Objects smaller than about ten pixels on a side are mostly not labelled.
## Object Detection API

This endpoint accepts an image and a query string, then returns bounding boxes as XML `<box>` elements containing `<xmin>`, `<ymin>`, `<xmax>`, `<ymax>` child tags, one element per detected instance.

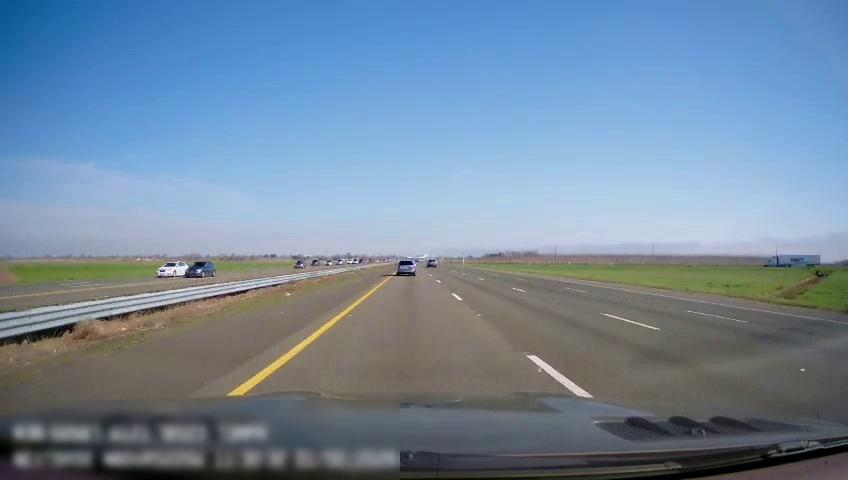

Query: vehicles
<box><xmin>311</xmin><ymin>260</ymin><xmax>321</xmax><ymax>267</ymax></box>
<box><xmin>294</xmin><ymin>261</ymin><xmax>307</xmax><ymax>269</ymax></box>
<box><xmin>185</xmin><ymin>261</ymin><xmax>216</xmax><ymax>278</ymax></box>
<box><xmin>157</xmin><ymin>260</ymin><xmax>189</xmax><ymax>278</ymax></box>
<box><xmin>396</xmin><ymin>259</ymin><xmax>415</xmax><ymax>276</ymax></box>
<box><xmin>427</xmin><ymin>259</ymin><xmax>437</xmax><ymax>268</ymax></box>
